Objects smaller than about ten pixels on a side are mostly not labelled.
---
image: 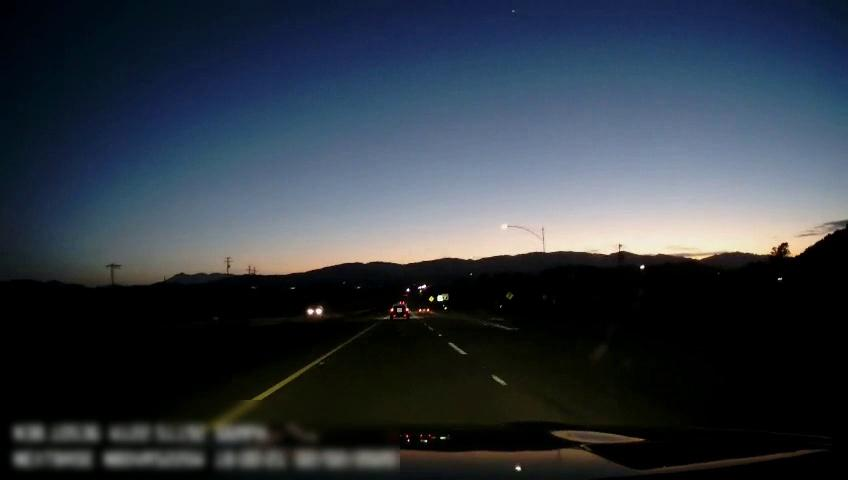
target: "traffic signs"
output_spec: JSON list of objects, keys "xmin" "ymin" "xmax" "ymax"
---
[{"xmin": 505, "ymin": 291, "xmax": 515, "ymax": 302}]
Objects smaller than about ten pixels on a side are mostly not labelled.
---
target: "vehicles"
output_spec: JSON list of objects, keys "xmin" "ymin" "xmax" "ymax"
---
[
  {"xmin": 389, "ymin": 305, "xmax": 409, "ymax": 320},
  {"xmin": 305, "ymin": 304, "xmax": 323, "ymax": 317},
  {"xmin": 417, "ymin": 304, "xmax": 430, "ymax": 314}
]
